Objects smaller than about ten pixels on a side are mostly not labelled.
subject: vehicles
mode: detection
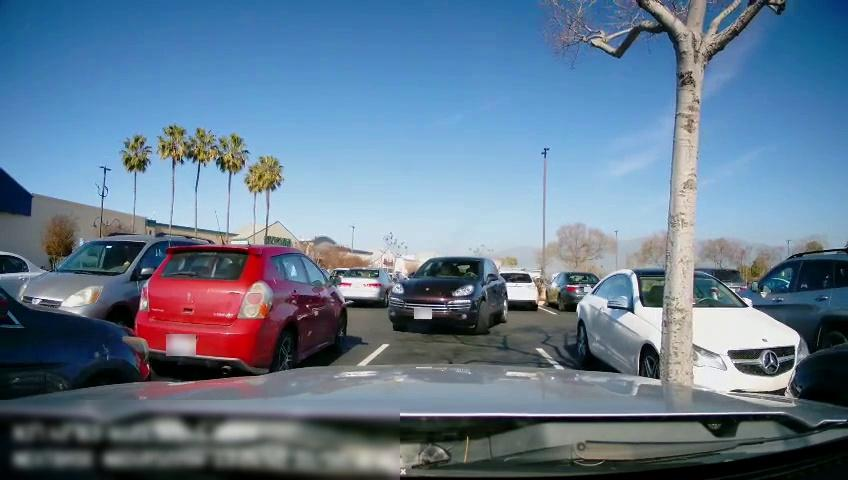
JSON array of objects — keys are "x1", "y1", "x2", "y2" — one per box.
[
  {"x1": 732, "y1": 248, "x2": 848, "y2": 381},
  {"x1": 544, "y1": 271, "x2": 607, "y2": 312},
  {"x1": 14, "y1": 231, "x2": 225, "y2": 347},
  {"x1": 0, "y1": 286, "x2": 154, "y2": 402},
  {"x1": 388, "y1": 256, "x2": 508, "y2": 335},
  {"x1": 338, "y1": 267, "x2": 399, "y2": 309},
  {"x1": 134, "y1": 244, "x2": 349, "y2": 380},
  {"x1": 0, "y1": 251, "x2": 55, "y2": 309},
  {"x1": 784, "y1": 342, "x2": 848, "y2": 407},
  {"x1": 326, "y1": 267, "x2": 370, "y2": 289},
  {"x1": 575, "y1": 266, "x2": 814, "y2": 399},
  {"x1": 693, "y1": 267, "x2": 748, "y2": 301},
  {"x1": 292, "y1": 268, "x2": 339, "y2": 295},
  {"x1": 384, "y1": 272, "x2": 408, "y2": 290},
  {"x1": 489, "y1": 271, "x2": 538, "y2": 313}
]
